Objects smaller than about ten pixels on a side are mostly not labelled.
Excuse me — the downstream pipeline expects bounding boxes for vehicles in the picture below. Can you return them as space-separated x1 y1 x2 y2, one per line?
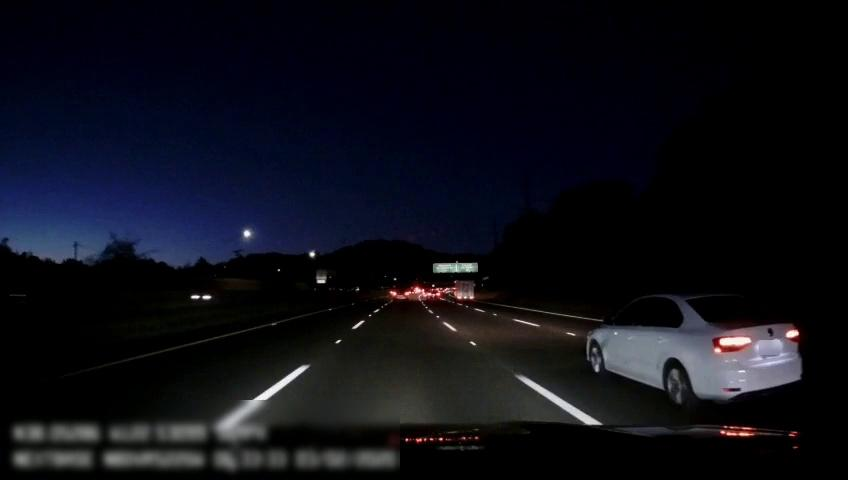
452 279 474 306
391 288 410 302
586 291 803 418
426 289 441 301
189 291 216 301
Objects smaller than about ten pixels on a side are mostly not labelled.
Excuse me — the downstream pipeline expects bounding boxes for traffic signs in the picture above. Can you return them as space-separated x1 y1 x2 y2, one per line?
456 262 479 273
432 262 457 273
